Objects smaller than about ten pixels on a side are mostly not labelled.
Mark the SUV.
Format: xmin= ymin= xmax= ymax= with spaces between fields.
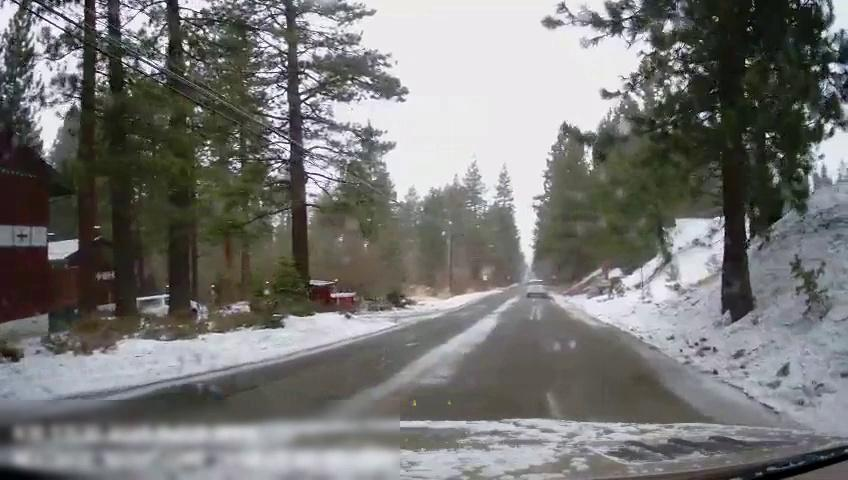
xmin=526 ymin=278 xmax=547 ymax=297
